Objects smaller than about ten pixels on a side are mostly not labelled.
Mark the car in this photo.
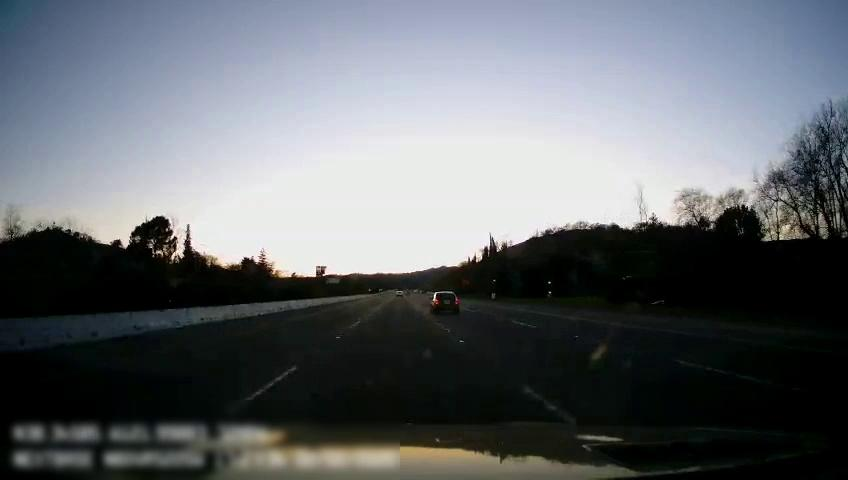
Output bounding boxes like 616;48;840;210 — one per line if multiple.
429;292;459;315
